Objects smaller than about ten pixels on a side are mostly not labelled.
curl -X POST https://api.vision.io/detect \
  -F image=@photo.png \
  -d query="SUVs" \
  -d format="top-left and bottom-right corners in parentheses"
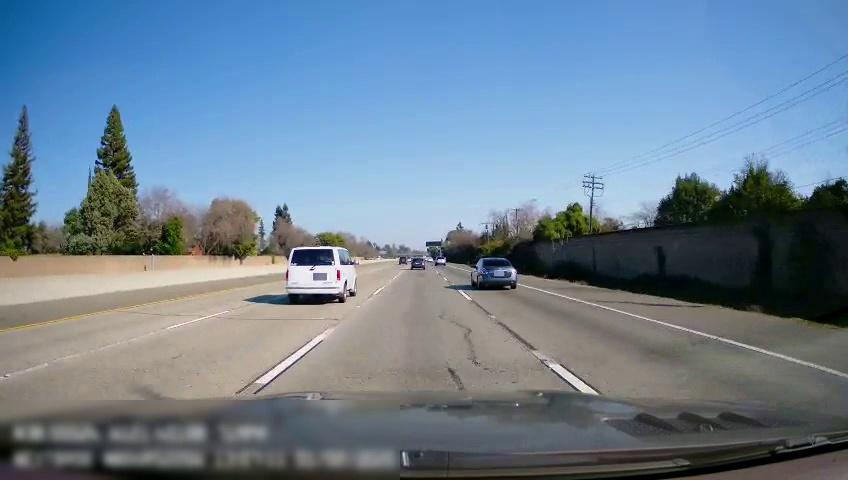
top-left (434, 256), bottom-right (446, 266)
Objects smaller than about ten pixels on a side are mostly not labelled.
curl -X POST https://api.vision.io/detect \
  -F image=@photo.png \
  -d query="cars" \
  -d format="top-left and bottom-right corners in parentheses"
top-left (411, 256), bottom-right (426, 269)
top-left (468, 257), bottom-right (516, 291)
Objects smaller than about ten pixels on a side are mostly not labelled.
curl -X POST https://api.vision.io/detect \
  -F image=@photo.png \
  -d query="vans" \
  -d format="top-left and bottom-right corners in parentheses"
top-left (284, 246), bottom-right (359, 307)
